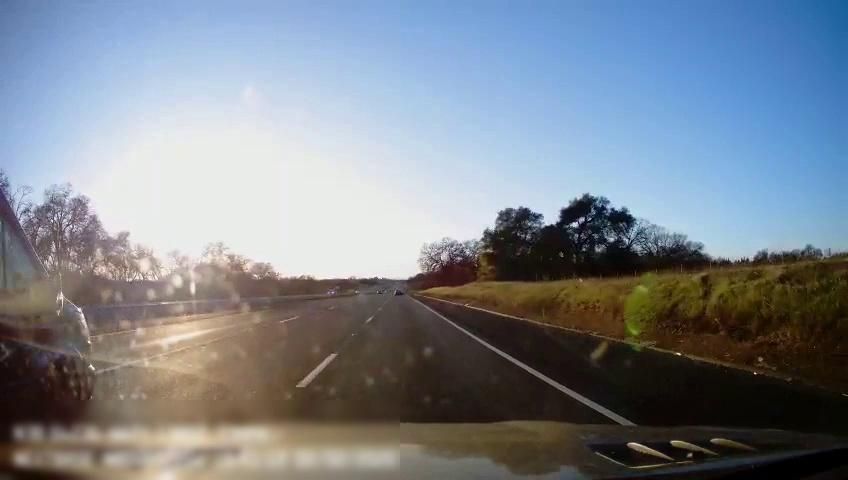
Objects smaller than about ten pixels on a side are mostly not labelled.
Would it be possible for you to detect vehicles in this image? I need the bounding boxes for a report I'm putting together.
[0,184,98,444]
[326,289,337,295]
